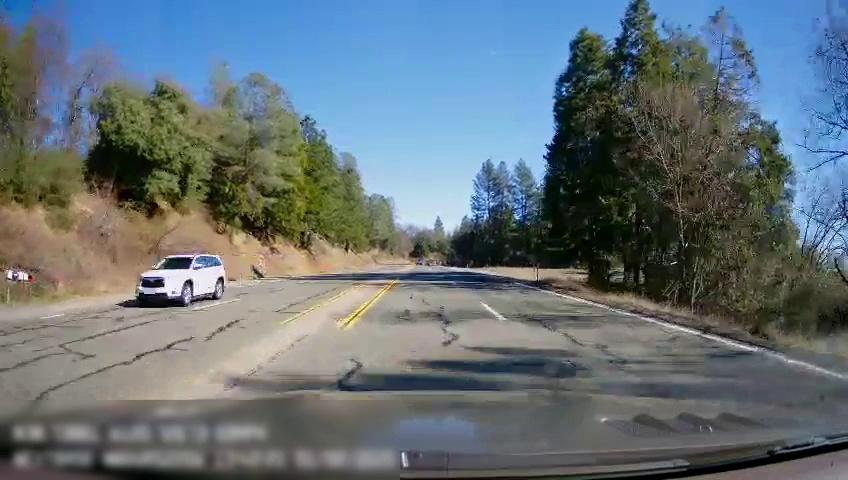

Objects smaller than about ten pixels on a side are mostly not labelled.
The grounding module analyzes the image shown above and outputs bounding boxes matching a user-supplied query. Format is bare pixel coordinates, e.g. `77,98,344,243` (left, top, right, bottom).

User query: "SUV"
134,254,227,308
